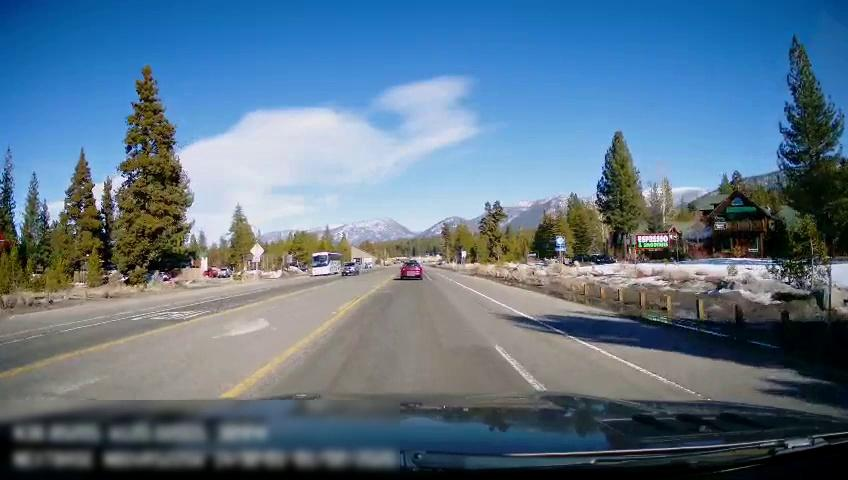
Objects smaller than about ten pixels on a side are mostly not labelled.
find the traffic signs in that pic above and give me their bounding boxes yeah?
[555,235,566,247]
[555,248,566,251]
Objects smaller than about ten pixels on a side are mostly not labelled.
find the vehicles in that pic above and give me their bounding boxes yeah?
[340,262,361,275]
[202,269,219,278]
[218,268,233,279]
[311,252,341,276]
[152,271,170,282]
[399,260,424,281]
